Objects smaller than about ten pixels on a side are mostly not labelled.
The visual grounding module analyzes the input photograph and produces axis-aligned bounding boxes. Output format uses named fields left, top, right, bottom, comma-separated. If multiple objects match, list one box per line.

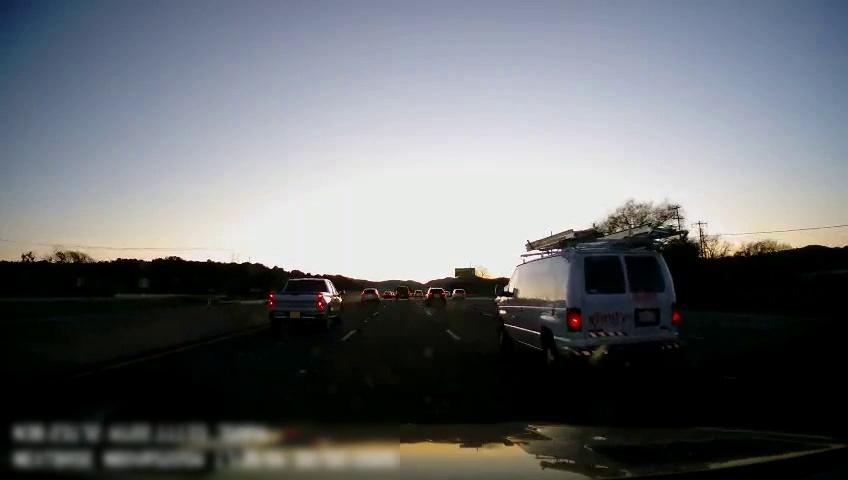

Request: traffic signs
left=454, top=267, right=475, bottom=279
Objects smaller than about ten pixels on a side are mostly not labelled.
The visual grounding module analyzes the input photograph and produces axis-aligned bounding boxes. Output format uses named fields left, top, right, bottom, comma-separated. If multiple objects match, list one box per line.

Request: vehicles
left=413, top=289, right=424, bottom=297
left=423, top=287, right=447, bottom=305
left=361, top=288, right=381, bottom=304
left=394, top=285, right=410, bottom=301
left=383, top=290, right=393, bottom=298
left=451, top=288, right=466, bottom=300
left=269, top=278, right=346, bottom=332
left=491, top=246, right=681, bottom=371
